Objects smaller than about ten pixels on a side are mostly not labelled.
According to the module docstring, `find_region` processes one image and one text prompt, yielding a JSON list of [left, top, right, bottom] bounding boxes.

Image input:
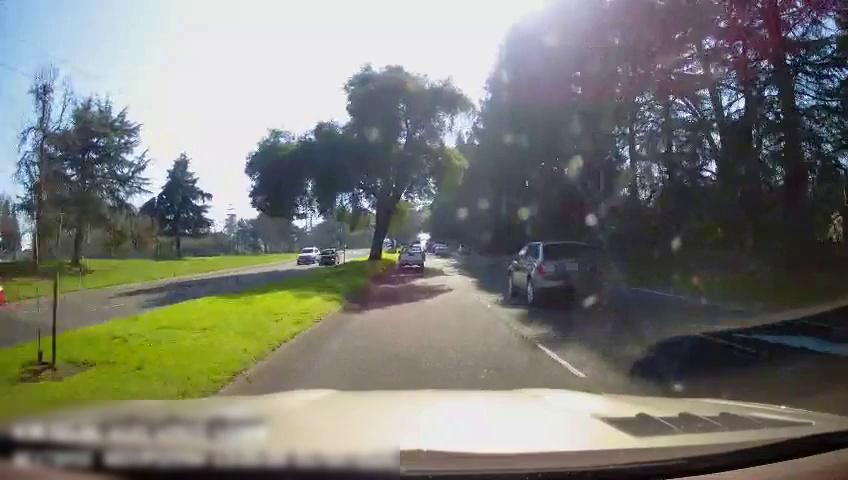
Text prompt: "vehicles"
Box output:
[[398, 243, 425, 270], [437, 246, 450, 258], [296, 246, 321, 265], [0, 284, 6, 307], [505, 238, 601, 308], [318, 248, 341, 267]]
